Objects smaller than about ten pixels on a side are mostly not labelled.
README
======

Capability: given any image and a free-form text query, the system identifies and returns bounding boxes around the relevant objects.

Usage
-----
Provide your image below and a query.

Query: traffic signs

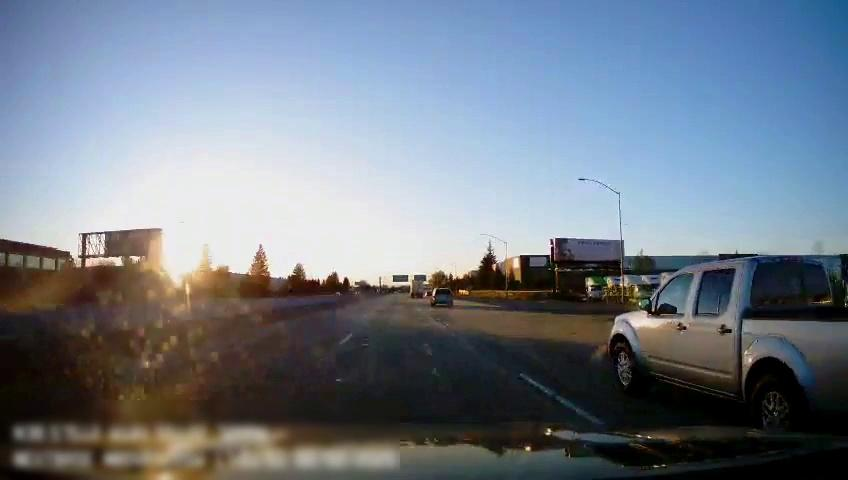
[393,275,409,282]
[414,275,427,281]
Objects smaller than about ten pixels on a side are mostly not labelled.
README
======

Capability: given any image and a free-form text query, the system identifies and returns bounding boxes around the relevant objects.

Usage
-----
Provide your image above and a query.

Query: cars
[430,288,453,307]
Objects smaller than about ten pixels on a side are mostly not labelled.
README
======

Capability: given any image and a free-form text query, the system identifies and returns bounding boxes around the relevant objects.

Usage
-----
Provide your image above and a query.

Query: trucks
[607,253,848,435]
[412,280,423,298]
